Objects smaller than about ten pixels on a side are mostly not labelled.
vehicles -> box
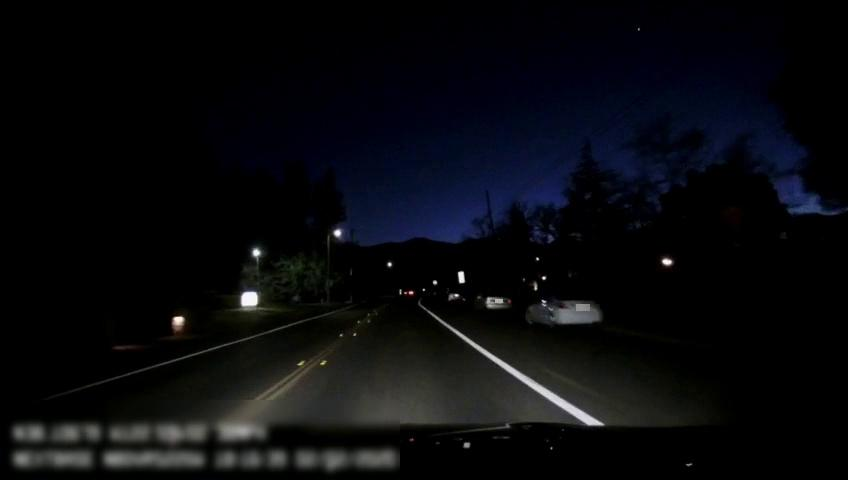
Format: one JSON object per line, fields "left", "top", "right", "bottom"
{"left": 475, "top": 289, "right": 512, "bottom": 315}
{"left": 524, "top": 291, "right": 604, "bottom": 333}
{"left": 444, "top": 289, "right": 466, "bottom": 304}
